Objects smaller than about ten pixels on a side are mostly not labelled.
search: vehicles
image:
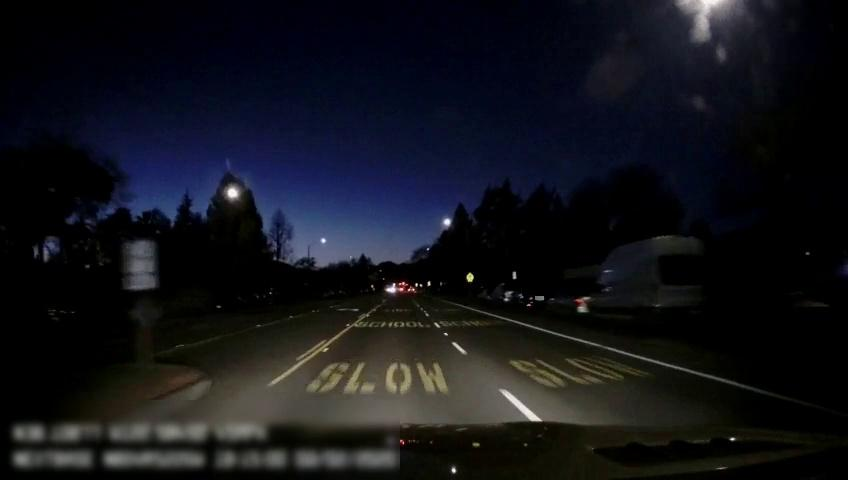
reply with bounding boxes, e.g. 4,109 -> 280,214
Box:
546,284 -> 592,322
586,235 -> 716,337
489,282 -> 526,309
520,288 -> 549,310
476,287 -> 494,305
